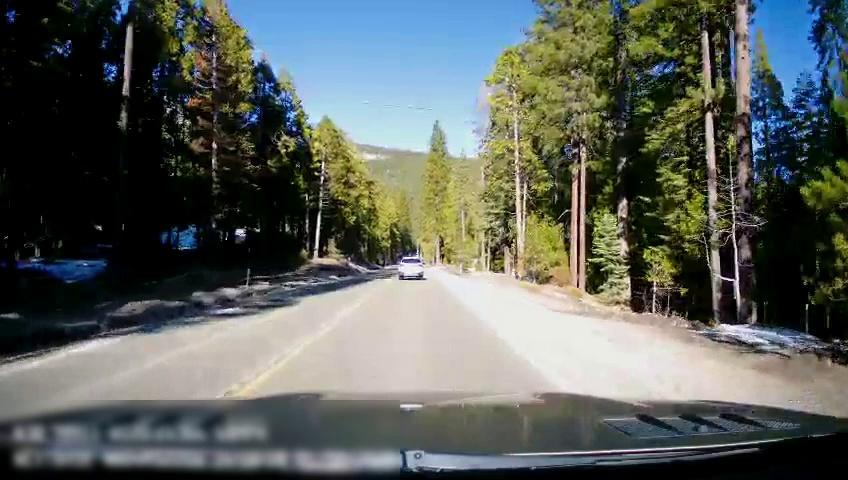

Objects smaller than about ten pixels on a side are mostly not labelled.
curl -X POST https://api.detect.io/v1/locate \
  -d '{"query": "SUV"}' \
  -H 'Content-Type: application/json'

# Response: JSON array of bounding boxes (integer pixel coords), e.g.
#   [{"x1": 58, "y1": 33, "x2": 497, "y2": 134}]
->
[{"x1": 398, "y1": 256, "x2": 425, "y2": 281}]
